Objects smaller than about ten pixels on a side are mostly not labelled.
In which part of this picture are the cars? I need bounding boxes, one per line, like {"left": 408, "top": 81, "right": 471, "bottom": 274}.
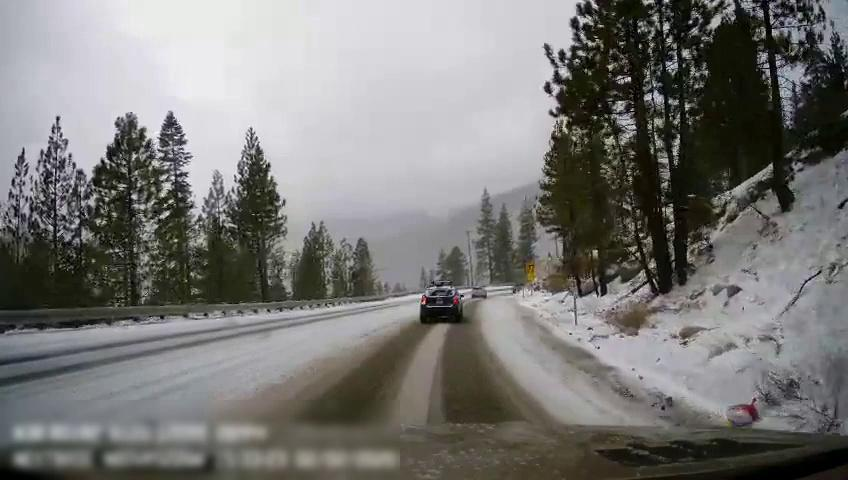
{"left": 419, "top": 280, "right": 464, "bottom": 324}
{"left": 471, "top": 286, "right": 487, "bottom": 299}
